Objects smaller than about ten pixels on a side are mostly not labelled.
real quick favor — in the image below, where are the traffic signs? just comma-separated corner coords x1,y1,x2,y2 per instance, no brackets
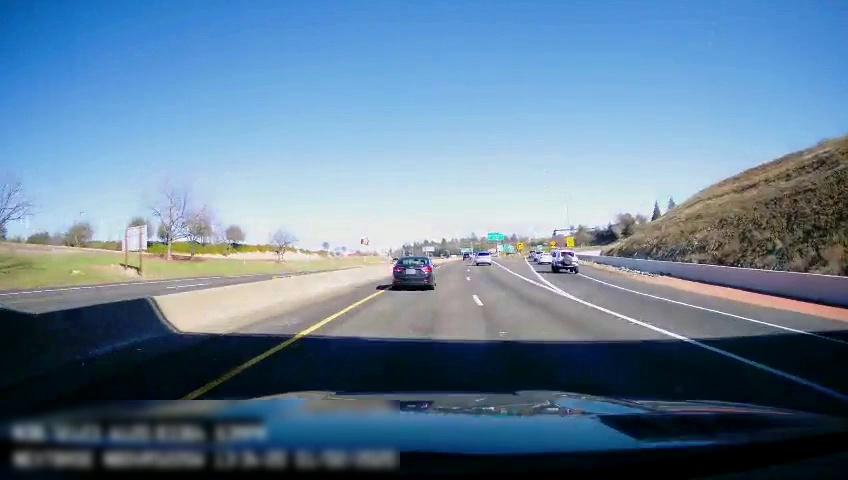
486,232,503,241
517,242,524,253
565,235,575,246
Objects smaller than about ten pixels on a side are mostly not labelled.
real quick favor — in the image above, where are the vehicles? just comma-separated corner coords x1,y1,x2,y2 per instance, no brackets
533,251,544,262
528,250,536,259
550,249,580,275
390,254,438,291
538,253,552,265
475,251,494,267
